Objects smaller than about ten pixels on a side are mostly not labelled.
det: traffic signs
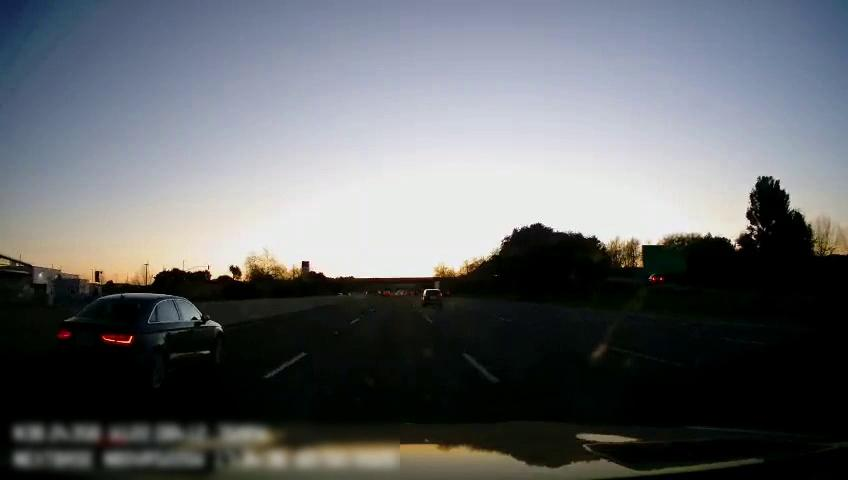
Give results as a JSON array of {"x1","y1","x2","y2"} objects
[
  {"x1": 642, "y1": 245, "x2": 687, "y2": 274},
  {"x1": 301, "y1": 261, "x2": 310, "y2": 283}
]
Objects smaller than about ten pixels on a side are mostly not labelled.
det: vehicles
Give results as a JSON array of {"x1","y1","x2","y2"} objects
[
  {"x1": 648, "y1": 273, "x2": 664, "y2": 284},
  {"x1": 421, "y1": 289, "x2": 443, "y2": 307},
  {"x1": 434, "y1": 281, "x2": 450, "y2": 298},
  {"x1": 55, "y1": 292, "x2": 227, "y2": 391}
]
